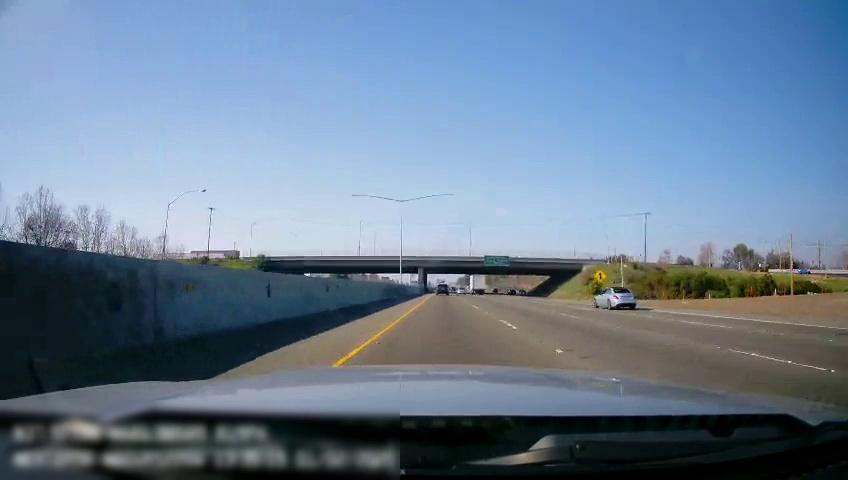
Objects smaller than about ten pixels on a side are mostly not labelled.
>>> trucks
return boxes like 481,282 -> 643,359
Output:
469,275 -> 485,295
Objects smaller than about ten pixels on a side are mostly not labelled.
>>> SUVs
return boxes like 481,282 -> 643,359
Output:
436,284 -> 449,295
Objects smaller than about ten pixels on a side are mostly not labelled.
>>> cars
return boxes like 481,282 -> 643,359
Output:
593,287 -> 636,310
456,287 -> 466,295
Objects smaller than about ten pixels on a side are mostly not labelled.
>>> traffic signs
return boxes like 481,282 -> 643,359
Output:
483,255 -> 511,267
594,271 -> 606,282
